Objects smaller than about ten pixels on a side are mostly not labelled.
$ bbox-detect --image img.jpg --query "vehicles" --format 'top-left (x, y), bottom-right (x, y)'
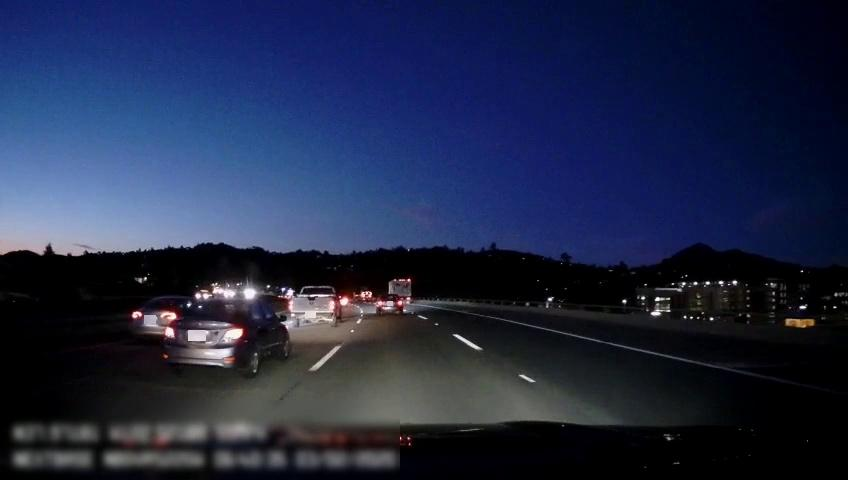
top-left (289, 286), bottom-right (344, 328)
top-left (353, 286), bottom-right (372, 301)
top-left (388, 279), bottom-right (411, 304)
top-left (163, 298), bottom-right (290, 379)
top-left (340, 296), bottom-right (349, 307)
top-left (195, 290), bottom-right (212, 299)
top-left (131, 296), bottom-right (202, 342)
top-left (376, 293), bottom-right (403, 315)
